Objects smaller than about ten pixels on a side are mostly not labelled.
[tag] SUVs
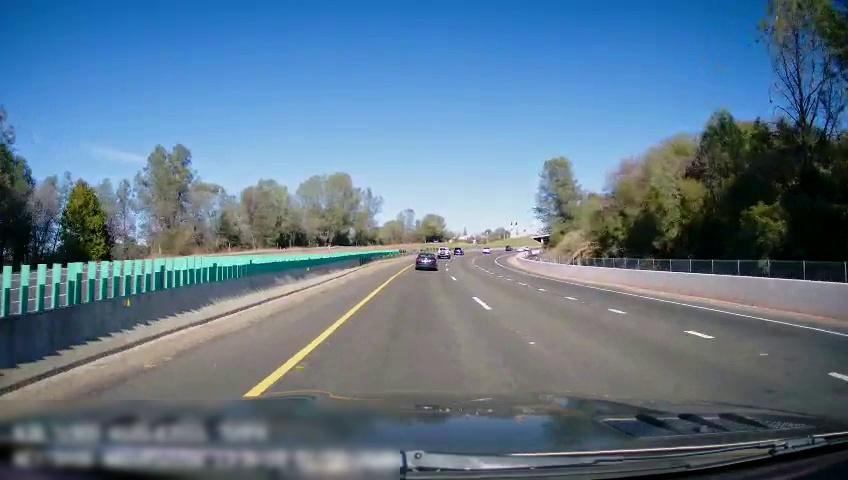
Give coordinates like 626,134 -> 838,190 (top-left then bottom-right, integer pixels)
453,247 -> 465,256
437,246 -> 451,260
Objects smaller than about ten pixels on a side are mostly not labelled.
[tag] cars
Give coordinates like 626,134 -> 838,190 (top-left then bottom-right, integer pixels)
414,252 -> 439,272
